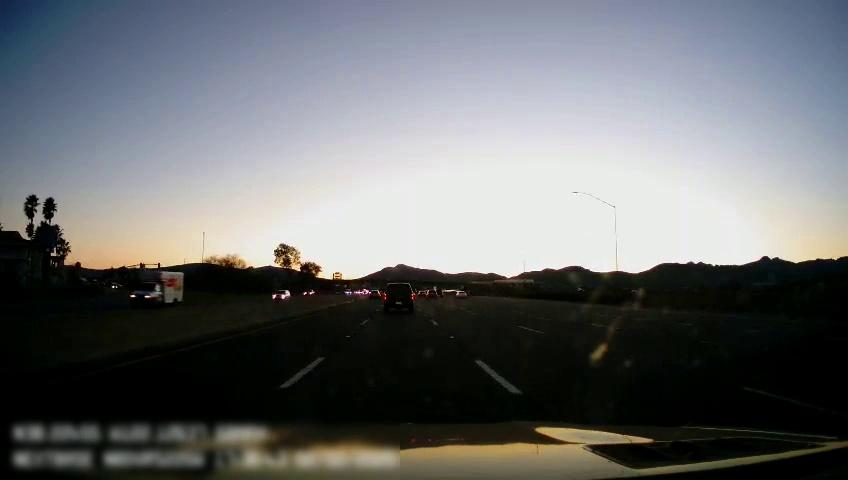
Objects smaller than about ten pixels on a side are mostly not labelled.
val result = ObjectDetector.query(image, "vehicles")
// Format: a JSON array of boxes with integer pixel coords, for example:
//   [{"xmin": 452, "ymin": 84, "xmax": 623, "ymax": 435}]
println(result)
[
  {"xmin": 455, "ymin": 290, "xmax": 468, "ymax": 299},
  {"xmin": 129, "ymin": 270, "xmax": 184, "ymax": 307},
  {"xmin": 383, "ymin": 281, "xmax": 416, "ymax": 313},
  {"xmin": 425, "ymin": 288, "xmax": 438, "ymax": 300},
  {"xmin": 272, "ymin": 289, "xmax": 291, "ymax": 301}
]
